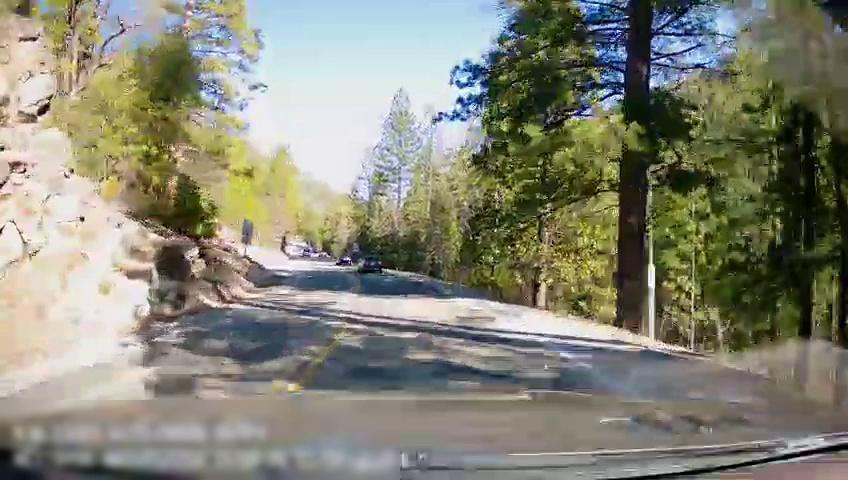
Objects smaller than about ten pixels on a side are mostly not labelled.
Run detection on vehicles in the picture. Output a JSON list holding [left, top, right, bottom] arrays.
[[357, 255, 384, 274], [302, 247, 313, 258], [335, 255, 353, 266]]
